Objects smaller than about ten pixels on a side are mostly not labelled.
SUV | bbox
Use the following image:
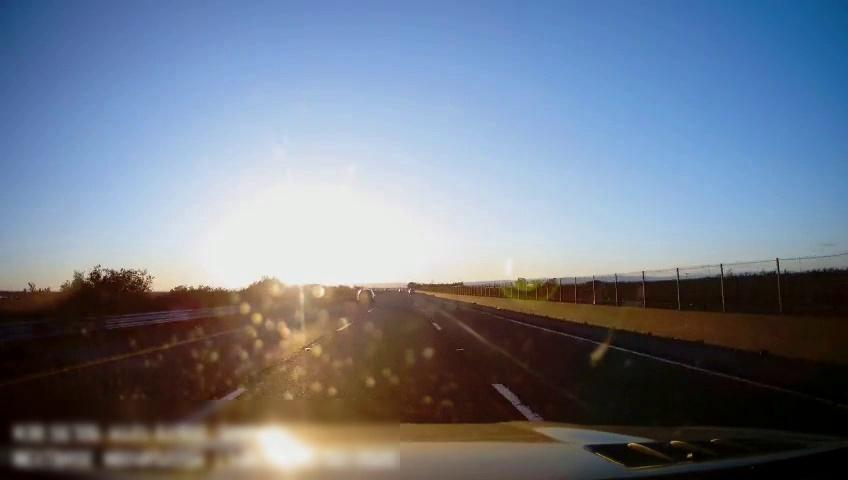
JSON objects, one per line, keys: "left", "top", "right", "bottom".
{"left": 356, "top": 288, "right": 376, "bottom": 305}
